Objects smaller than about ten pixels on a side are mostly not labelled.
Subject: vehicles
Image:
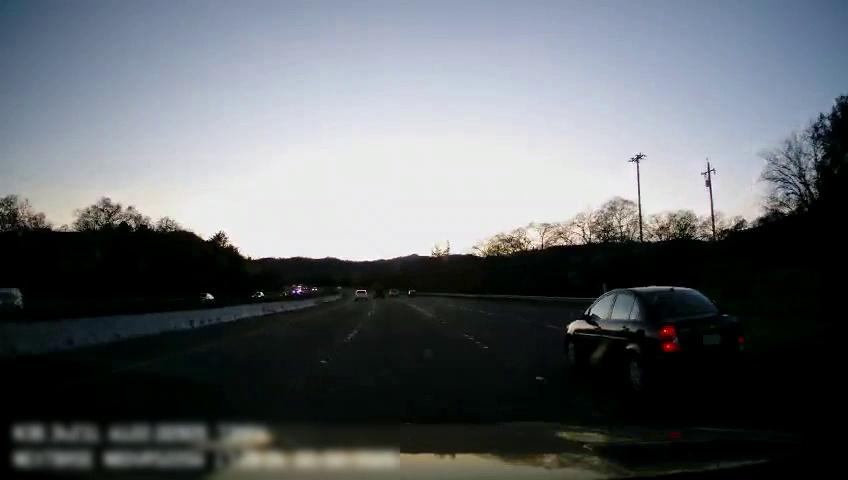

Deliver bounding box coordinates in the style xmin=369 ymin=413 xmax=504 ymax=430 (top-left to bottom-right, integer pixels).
xmin=389 ymin=289 xmax=400 ymax=298
xmin=252 ymin=292 xmax=264 ymax=299
xmin=354 ymin=289 xmax=368 ymax=303
xmin=561 ymin=285 xmax=747 ymax=400
xmin=373 ymin=289 xmax=386 ymax=300
xmin=0 ymin=288 xmax=23 ymax=312
xmin=196 ymin=293 xmax=215 ymax=303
